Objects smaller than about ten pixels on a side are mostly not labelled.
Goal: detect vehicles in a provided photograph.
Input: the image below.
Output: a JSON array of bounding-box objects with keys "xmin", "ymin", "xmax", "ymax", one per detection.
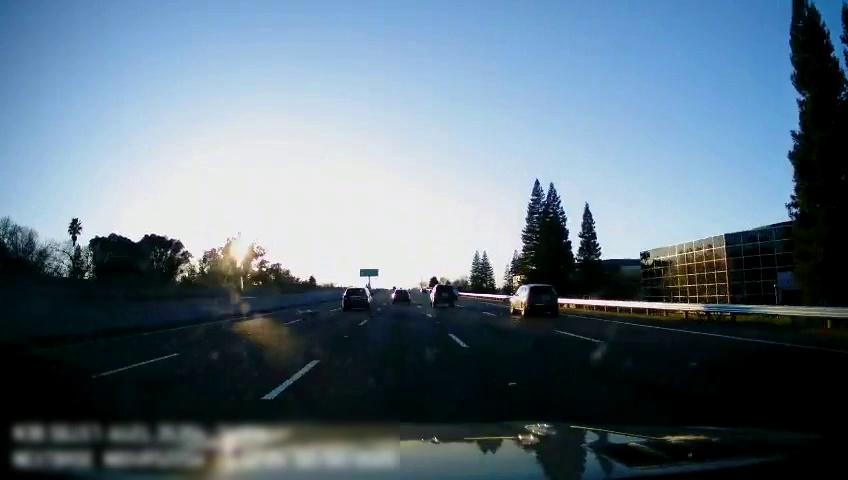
[
  {"xmin": 391, "ymin": 288, "xmax": 411, "ymax": 305},
  {"xmin": 450, "ymin": 287, "xmax": 459, "ymax": 300},
  {"xmin": 342, "ymin": 285, "xmax": 373, "ymax": 311},
  {"xmin": 508, "ymin": 283, "xmax": 560, "ymax": 317},
  {"xmin": 429, "ymin": 284, "xmax": 455, "ymax": 309}
]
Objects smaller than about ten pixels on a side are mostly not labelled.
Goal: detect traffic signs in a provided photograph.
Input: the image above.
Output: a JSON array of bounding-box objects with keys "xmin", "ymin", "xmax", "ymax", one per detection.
[{"xmin": 359, "ymin": 268, "xmax": 379, "ymax": 277}]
